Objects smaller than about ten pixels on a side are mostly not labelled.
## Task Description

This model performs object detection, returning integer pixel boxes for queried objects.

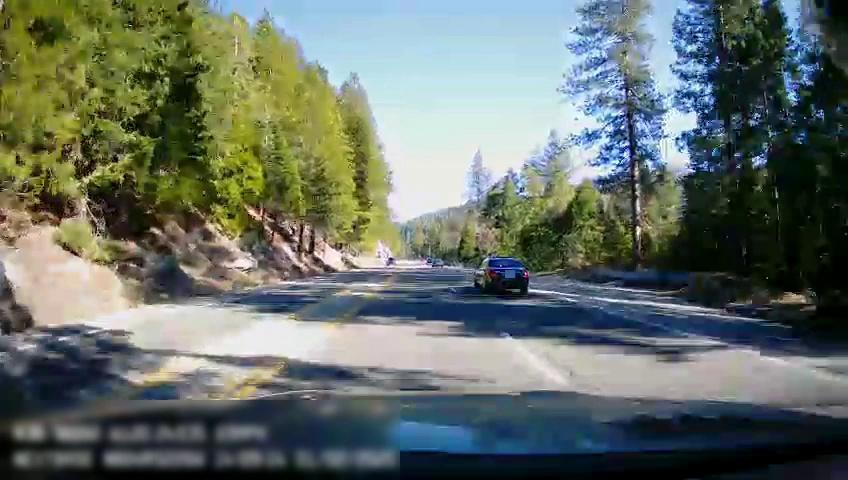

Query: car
[477,256,529,294]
